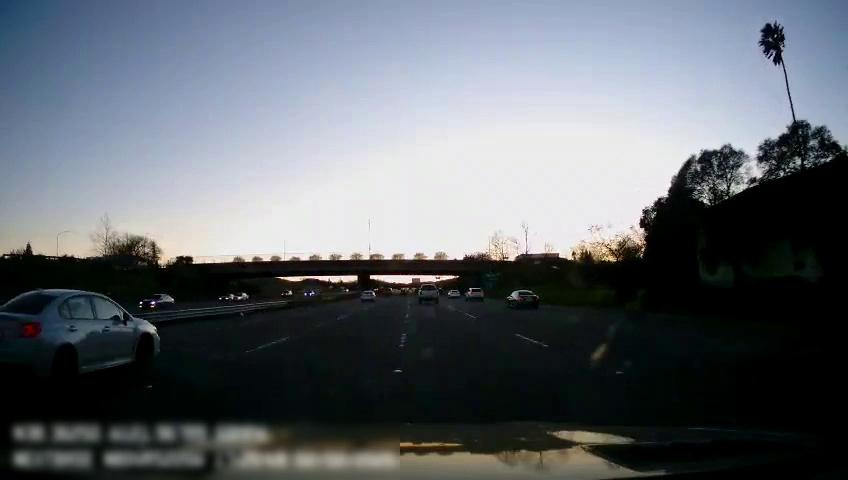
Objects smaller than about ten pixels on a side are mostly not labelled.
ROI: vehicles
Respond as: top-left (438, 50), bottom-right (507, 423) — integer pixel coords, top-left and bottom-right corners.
top-left (448, 290), bottom-right (460, 299)
top-left (464, 288), bottom-right (484, 302)
top-left (219, 293), bottom-right (235, 303)
top-left (506, 289), bottom-right (541, 309)
top-left (281, 290), bottom-right (293, 298)
top-left (139, 294), bottom-right (175, 312)
top-left (418, 283), bottom-right (440, 304)
top-left (361, 291), bottom-right (376, 303)
top-left (232, 293), bottom-right (249, 303)
top-left (303, 290), bottom-right (317, 297)
top-left (382, 287), bottom-right (394, 297)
